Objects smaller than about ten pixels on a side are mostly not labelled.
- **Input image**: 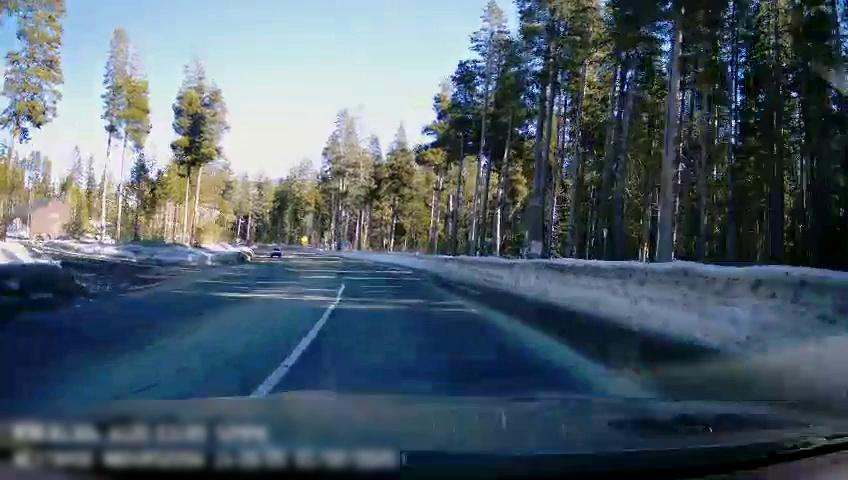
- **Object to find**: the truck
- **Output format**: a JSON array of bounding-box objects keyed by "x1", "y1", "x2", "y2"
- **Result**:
[{"x1": 268, "y1": 247, "x2": 282, "y2": 258}]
